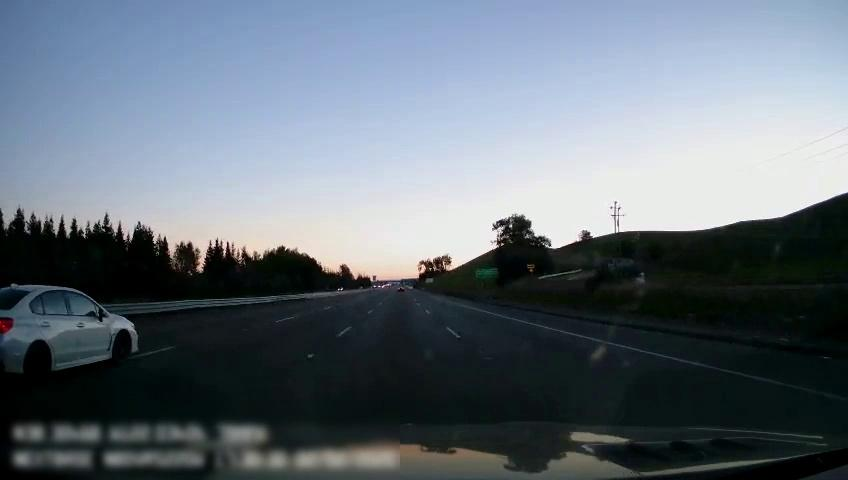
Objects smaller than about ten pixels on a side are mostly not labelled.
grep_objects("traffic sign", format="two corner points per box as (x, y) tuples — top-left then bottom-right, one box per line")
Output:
(474, 267), (499, 280)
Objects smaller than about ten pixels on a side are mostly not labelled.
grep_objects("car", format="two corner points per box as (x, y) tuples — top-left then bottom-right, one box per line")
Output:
(0, 284), (138, 386)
